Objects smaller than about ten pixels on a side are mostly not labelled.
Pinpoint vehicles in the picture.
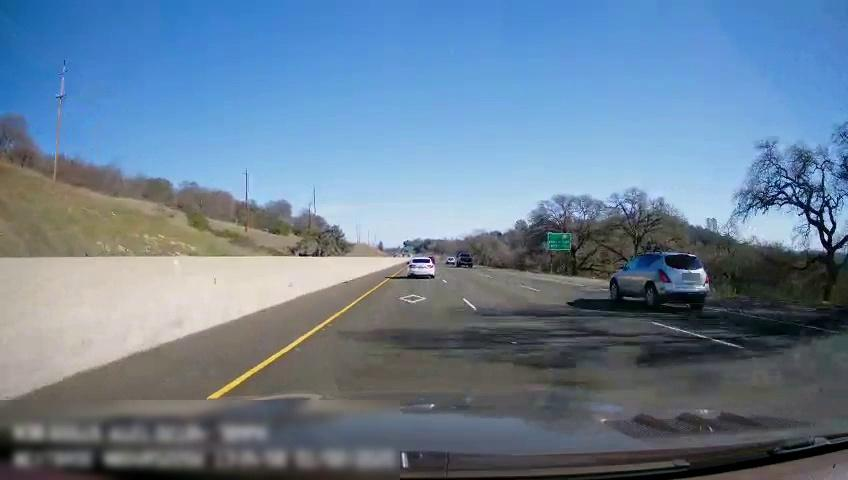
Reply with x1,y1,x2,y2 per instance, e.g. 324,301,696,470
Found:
457,256,473,268
446,256,456,265
405,256,435,279
424,255,436,264
608,251,711,314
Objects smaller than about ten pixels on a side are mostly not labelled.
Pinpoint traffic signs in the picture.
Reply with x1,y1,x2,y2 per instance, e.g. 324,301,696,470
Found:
545,232,573,251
